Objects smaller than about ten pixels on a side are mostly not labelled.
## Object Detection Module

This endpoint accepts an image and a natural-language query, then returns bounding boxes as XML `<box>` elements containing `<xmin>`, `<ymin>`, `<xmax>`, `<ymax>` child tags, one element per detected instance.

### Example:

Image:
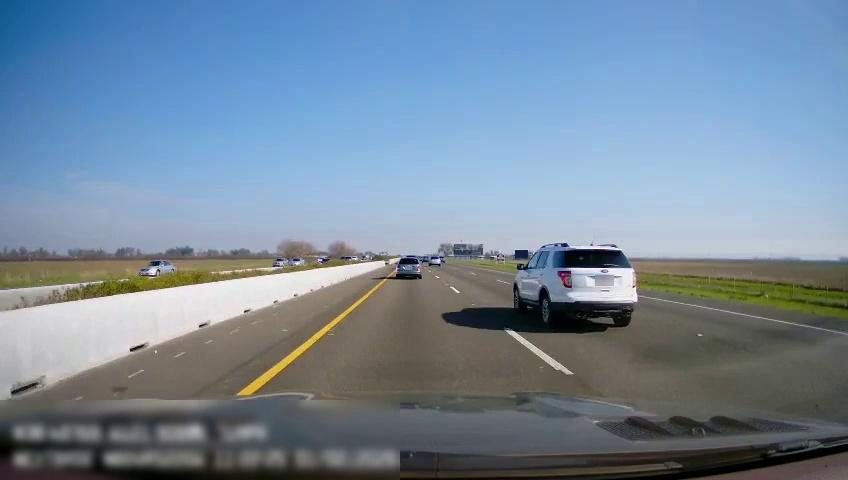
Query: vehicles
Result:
<box><xmin>395</xmin><ymin>257</ymin><xmax>422</xmax><ymax>280</ymax></box>
<box><xmin>343</xmin><ymin>256</ymin><xmax>355</xmax><ymax>262</ymax></box>
<box><xmin>511</xmin><ymin>242</ymin><xmax>639</xmax><ymax>331</ymax></box>
<box><xmin>288</xmin><ymin>257</ymin><xmax>305</xmax><ymax>267</ymax></box>
<box><xmin>137</xmin><ymin>259</ymin><xmax>177</xmax><ymax>279</ymax></box>
<box><xmin>272</xmin><ymin>257</ymin><xmax>290</xmax><ymax>268</ymax></box>
<box><xmin>427</xmin><ymin>255</ymin><xmax>441</xmax><ymax>267</ymax></box>
<box><xmin>319</xmin><ymin>258</ymin><xmax>331</xmax><ymax>265</ymax></box>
